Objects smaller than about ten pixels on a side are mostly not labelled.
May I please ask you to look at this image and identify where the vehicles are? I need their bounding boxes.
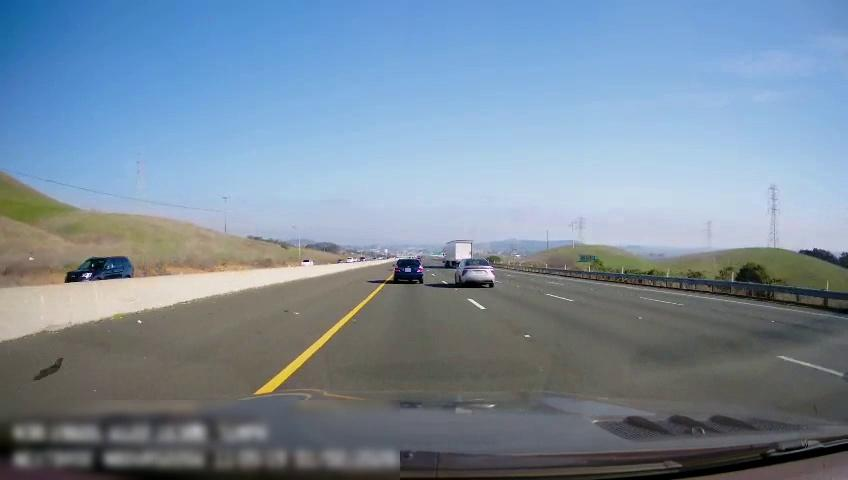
[64,256,136,284]
[455,257,495,287]
[443,240,473,268]
[299,260,314,266]
[394,259,424,283]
